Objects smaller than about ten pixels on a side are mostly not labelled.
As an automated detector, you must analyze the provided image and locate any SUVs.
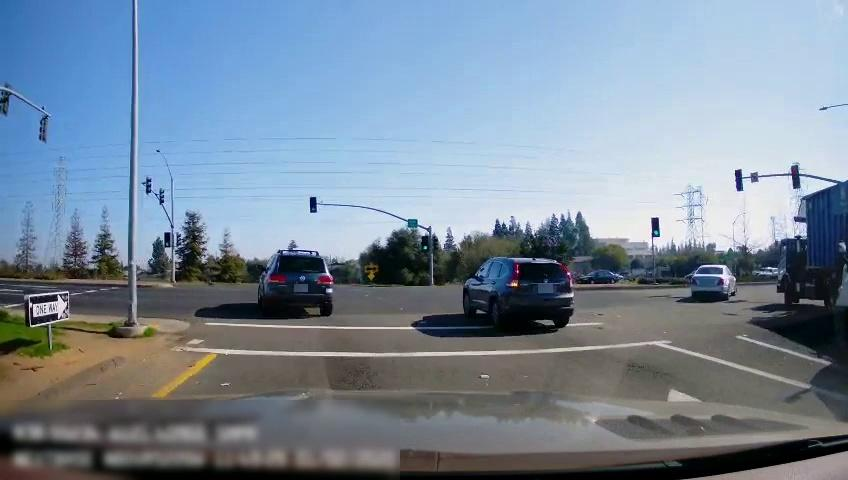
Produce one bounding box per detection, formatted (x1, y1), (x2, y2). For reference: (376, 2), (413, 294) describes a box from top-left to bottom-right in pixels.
(258, 254), (334, 317)
(462, 256), (576, 331)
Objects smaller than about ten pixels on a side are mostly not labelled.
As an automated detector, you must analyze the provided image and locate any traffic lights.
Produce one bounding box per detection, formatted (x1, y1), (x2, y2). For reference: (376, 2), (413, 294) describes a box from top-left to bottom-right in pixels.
(175, 231), (182, 247)
(39, 118), (47, 143)
(163, 231), (171, 247)
(434, 237), (440, 253)
(145, 176), (154, 193)
(0, 81), (10, 115)
(790, 164), (801, 188)
(309, 196), (318, 214)
(158, 188), (167, 204)
(651, 216), (660, 237)
(735, 169), (744, 191)
(421, 235), (429, 251)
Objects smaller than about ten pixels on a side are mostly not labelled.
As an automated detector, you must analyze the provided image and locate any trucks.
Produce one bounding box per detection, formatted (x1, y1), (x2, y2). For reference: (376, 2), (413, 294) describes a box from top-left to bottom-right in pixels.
(828, 241), (848, 337)
(774, 179), (848, 316)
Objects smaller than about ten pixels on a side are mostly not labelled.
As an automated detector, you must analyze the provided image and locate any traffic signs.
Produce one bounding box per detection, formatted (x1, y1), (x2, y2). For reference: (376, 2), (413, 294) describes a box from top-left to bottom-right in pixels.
(366, 270), (376, 281)
(750, 171), (758, 182)
(407, 218), (419, 228)
(363, 264), (379, 272)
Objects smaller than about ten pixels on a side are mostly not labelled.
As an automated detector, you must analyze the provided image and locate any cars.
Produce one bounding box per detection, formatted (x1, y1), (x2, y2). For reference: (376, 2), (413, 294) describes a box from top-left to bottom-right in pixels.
(690, 264), (737, 303)
(579, 270), (624, 284)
